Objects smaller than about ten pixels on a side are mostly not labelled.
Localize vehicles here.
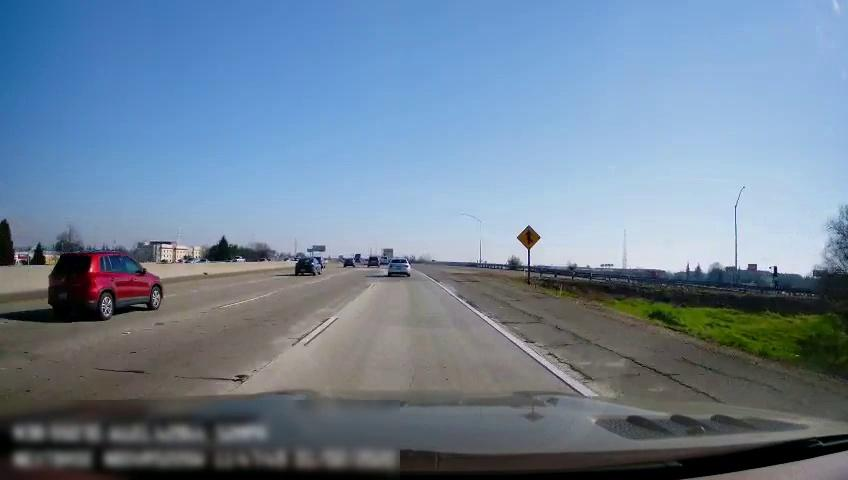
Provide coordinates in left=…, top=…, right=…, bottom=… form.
left=231, top=256, right=246, bottom=262
left=386, top=257, right=412, bottom=278
left=366, top=255, right=381, bottom=268
left=383, top=247, right=395, bottom=256
left=47, top=252, right=164, bottom=321
left=293, top=256, right=323, bottom=277
left=313, top=256, right=327, bottom=270
left=342, top=257, right=357, bottom=268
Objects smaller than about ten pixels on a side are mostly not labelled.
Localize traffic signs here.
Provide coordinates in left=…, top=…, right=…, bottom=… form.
left=515, top=224, right=541, bottom=250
